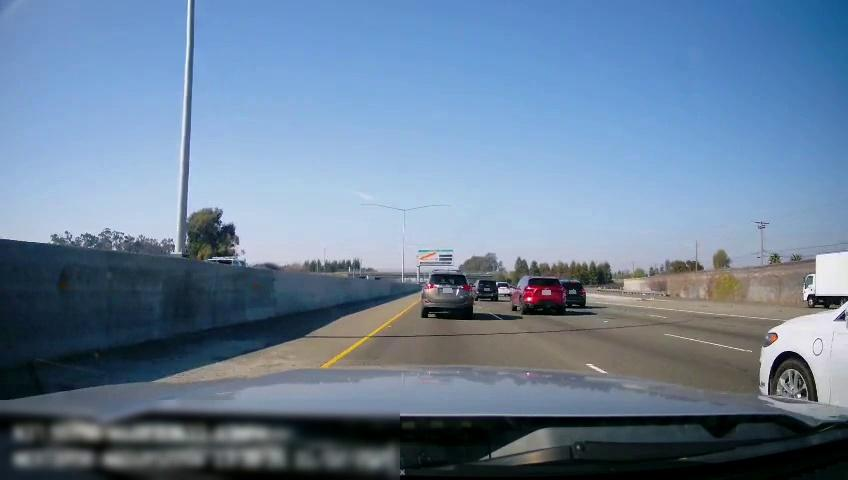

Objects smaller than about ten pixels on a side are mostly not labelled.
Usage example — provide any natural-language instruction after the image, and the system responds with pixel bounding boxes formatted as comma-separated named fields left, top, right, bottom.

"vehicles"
left=420, top=269, right=474, bottom=320
left=510, top=275, right=567, bottom=315
left=472, top=279, right=499, bottom=302
left=207, top=256, right=245, bottom=267
left=802, top=251, right=848, bottom=309
left=559, top=279, right=586, bottom=308
left=758, top=300, right=848, bottom=407
left=496, top=281, right=511, bottom=296
left=356, top=275, right=376, bottom=280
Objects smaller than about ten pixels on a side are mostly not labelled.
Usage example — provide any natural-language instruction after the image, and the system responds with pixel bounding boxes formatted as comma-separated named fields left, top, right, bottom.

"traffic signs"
left=417, top=248, right=454, bottom=268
